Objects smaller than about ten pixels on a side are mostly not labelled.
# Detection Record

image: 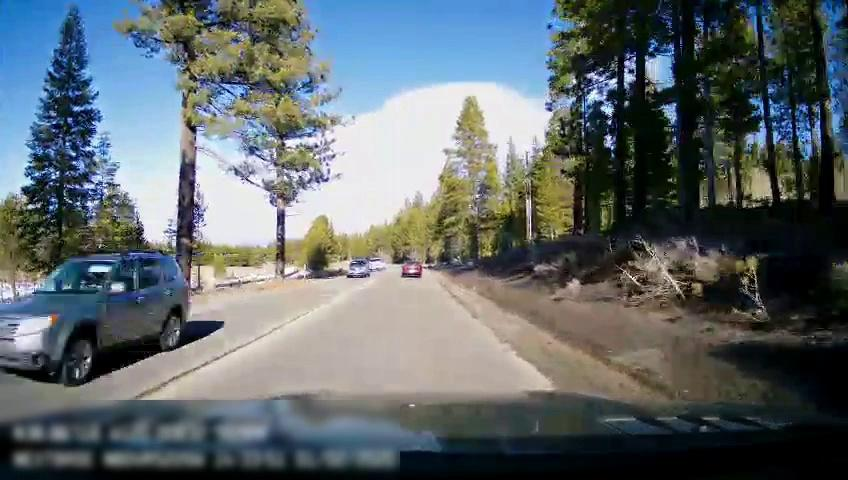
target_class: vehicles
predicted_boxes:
[364,258,384,273]
[345,258,372,279]
[0,249,191,388]
[400,260,422,278]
